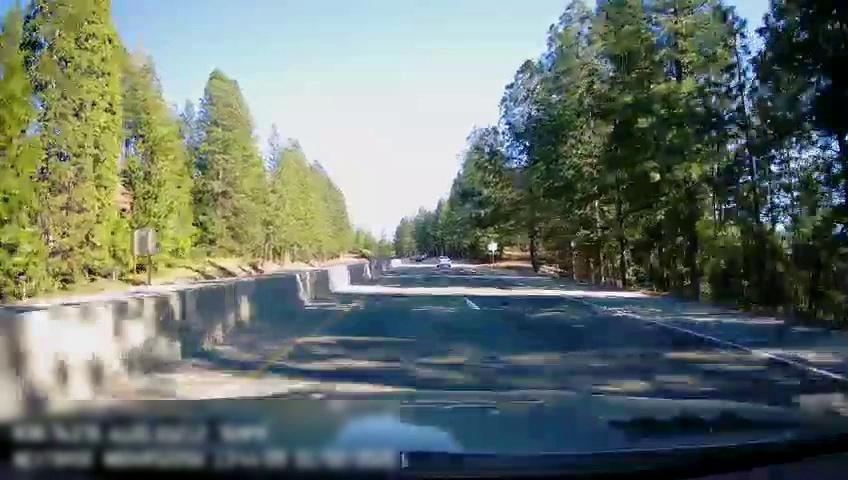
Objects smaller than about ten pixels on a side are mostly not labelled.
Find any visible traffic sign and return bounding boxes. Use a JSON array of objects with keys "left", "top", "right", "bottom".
[{"left": 487, "top": 242, "right": 498, "bottom": 251}]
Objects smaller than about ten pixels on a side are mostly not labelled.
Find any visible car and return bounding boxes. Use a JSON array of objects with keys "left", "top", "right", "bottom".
[{"left": 436, "top": 256, "right": 452, "bottom": 268}]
